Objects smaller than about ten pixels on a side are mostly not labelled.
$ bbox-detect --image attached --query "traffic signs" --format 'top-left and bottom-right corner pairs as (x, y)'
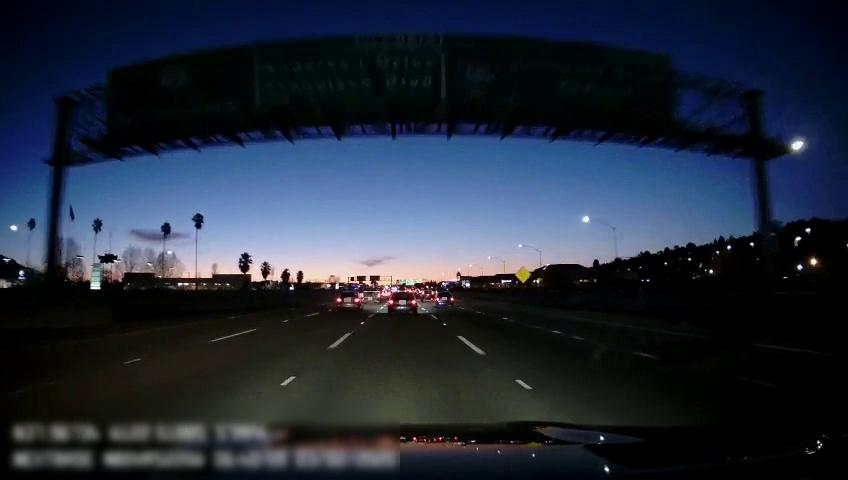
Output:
(515, 265), (531, 284)
(443, 32), (675, 133)
(107, 44), (254, 134)
(254, 34), (441, 119)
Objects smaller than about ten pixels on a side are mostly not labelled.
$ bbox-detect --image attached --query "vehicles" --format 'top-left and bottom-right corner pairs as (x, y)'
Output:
(433, 291), (455, 307)
(336, 291), (364, 311)
(387, 291), (417, 317)
(420, 290), (435, 302)
(362, 286), (382, 304)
